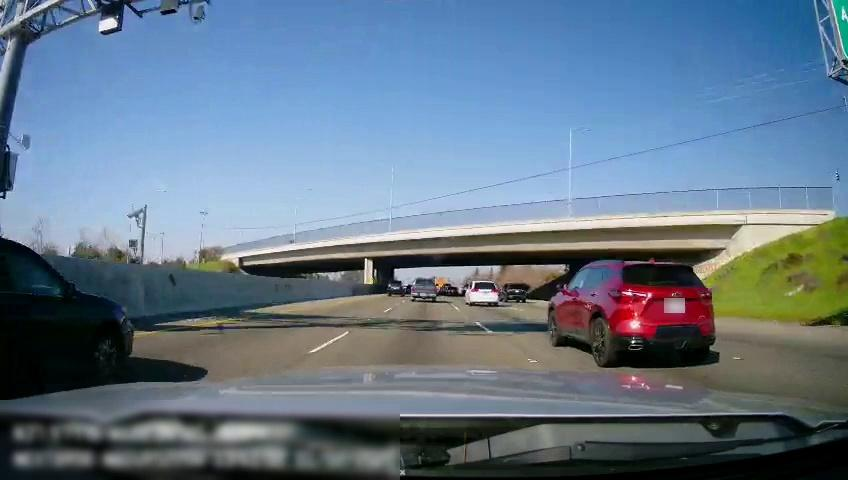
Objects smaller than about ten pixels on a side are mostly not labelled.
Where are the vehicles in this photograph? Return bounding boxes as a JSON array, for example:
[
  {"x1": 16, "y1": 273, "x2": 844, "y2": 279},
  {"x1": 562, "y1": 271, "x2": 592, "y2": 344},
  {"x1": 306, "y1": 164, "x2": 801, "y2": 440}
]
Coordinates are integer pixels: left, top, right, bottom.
[
  {"x1": 386, "y1": 279, "x2": 406, "y2": 297},
  {"x1": 445, "y1": 286, "x2": 460, "y2": 298},
  {"x1": 499, "y1": 283, "x2": 527, "y2": 304},
  {"x1": 410, "y1": 278, "x2": 438, "y2": 303},
  {"x1": 0, "y1": 237, "x2": 135, "y2": 383},
  {"x1": 547, "y1": 262, "x2": 717, "y2": 368},
  {"x1": 464, "y1": 280, "x2": 499, "y2": 308}
]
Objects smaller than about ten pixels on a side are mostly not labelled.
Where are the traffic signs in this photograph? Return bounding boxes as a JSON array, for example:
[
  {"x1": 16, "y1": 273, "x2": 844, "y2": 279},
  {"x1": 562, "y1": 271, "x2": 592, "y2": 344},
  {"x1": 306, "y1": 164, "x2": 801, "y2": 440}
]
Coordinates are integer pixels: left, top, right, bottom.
[{"x1": 834, "y1": 0, "x2": 848, "y2": 62}]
